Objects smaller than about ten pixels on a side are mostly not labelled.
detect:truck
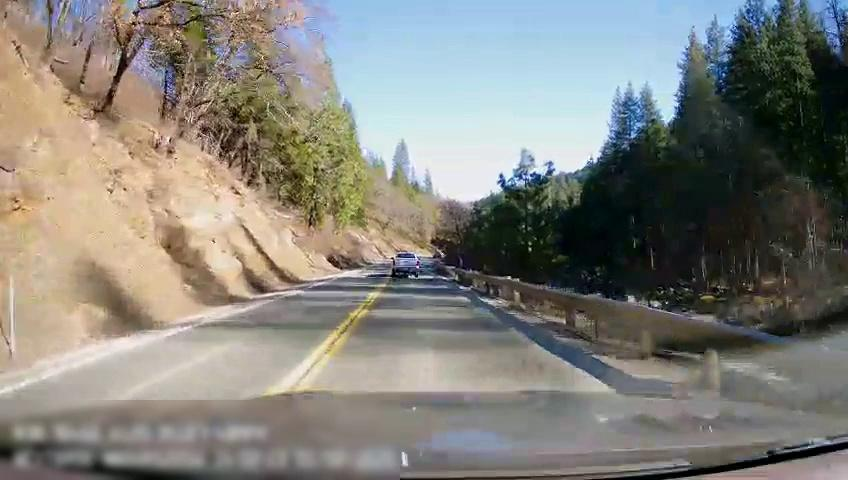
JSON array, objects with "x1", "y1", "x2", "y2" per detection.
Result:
[{"x1": 390, "y1": 251, "x2": 422, "y2": 278}]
